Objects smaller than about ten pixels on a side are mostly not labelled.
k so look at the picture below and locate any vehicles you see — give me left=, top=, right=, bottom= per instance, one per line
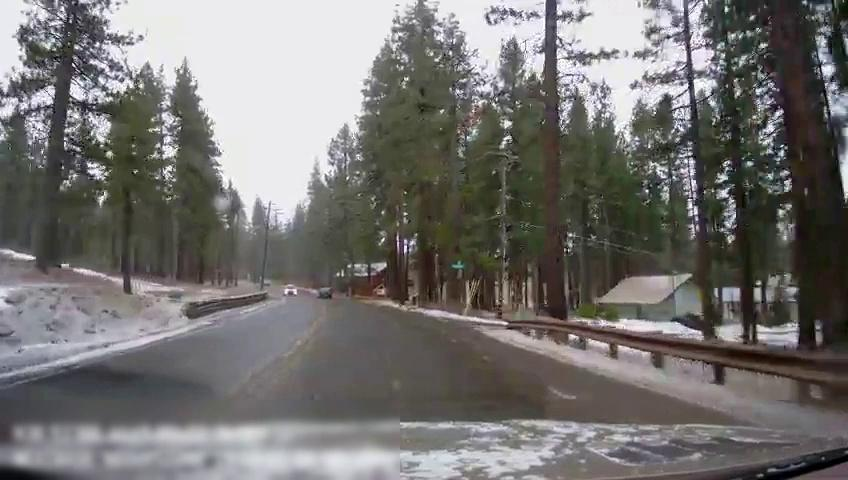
left=284, top=286, right=298, bottom=297
left=318, top=287, right=334, bottom=301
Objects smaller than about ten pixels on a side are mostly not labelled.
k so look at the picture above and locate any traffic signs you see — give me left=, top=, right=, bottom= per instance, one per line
left=450, top=262, right=467, bottom=270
